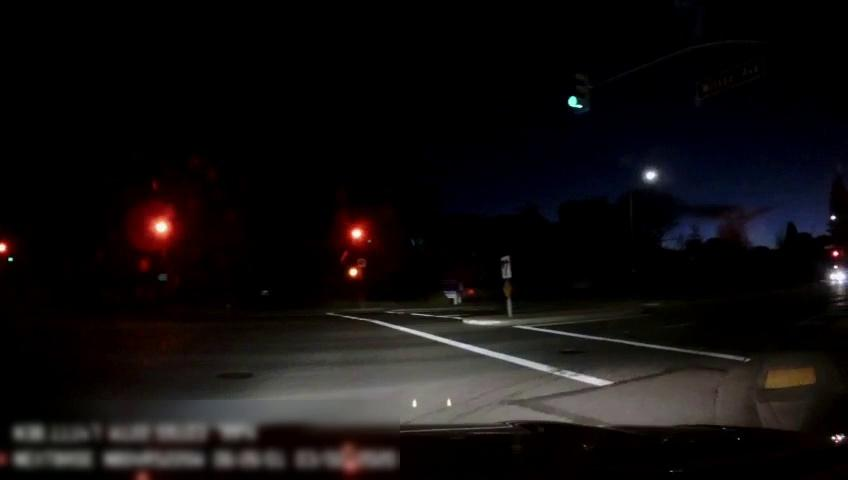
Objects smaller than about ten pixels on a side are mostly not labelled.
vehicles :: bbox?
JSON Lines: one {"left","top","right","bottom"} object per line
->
{"left": 827, "top": 269, "right": 847, "bottom": 281}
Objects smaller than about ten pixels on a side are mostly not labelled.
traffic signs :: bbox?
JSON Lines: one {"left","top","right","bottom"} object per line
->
{"left": 499, "top": 255, "right": 513, "bottom": 280}
{"left": 697, "top": 57, "right": 768, "bottom": 101}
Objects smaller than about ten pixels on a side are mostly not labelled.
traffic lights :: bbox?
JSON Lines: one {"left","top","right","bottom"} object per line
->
{"left": 567, "top": 71, "right": 589, "bottom": 113}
